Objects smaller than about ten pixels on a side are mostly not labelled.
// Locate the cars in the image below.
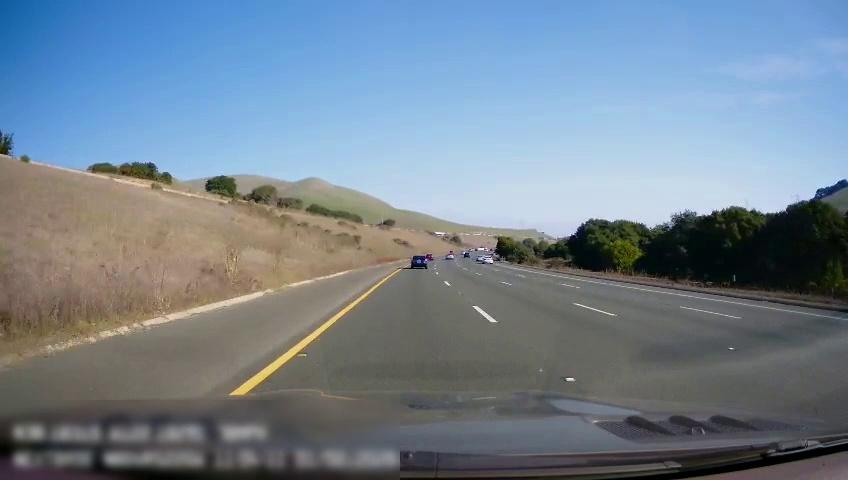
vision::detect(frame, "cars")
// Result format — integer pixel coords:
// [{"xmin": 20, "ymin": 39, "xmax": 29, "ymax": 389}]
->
[
  {"xmin": 410, "ymin": 256, "xmax": 428, "ymax": 270},
  {"xmin": 481, "ymin": 255, "xmax": 494, "ymax": 265}
]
